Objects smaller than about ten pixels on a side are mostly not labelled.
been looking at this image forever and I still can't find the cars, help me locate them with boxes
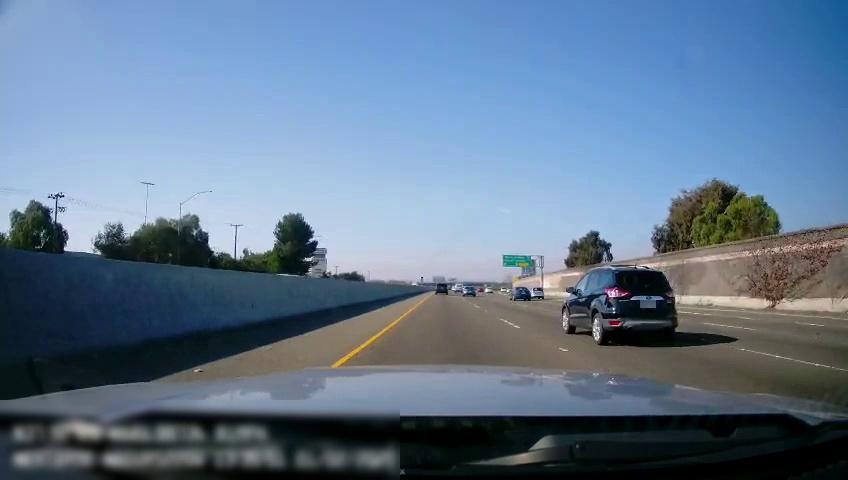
[464,284,478,297]
[509,286,532,301]
[529,287,545,299]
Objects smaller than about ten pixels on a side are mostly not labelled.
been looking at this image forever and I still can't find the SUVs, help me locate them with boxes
[434,282,449,295]
[561,266,678,346]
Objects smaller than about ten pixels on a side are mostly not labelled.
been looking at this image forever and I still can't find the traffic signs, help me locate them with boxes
[502,254,531,269]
